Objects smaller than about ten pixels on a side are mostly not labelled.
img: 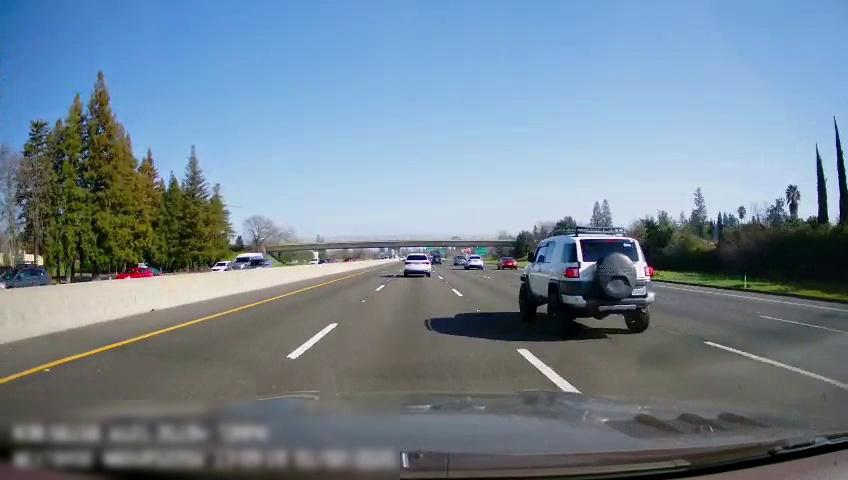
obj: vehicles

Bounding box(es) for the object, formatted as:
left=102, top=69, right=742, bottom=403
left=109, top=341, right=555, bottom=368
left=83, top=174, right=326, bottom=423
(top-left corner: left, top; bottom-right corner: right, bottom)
left=464, top=254, right=484, bottom=270
left=403, top=253, right=432, bottom=279
left=454, top=256, right=467, bottom=268
left=243, top=259, right=274, bottom=270
left=495, top=256, right=519, bottom=271
left=232, top=252, right=264, bottom=270
left=0, top=265, right=49, bottom=289
left=517, top=234, right=658, bottom=335
left=113, top=267, right=153, bottom=281
left=211, top=261, right=233, bottom=272
left=431, top=254, right=443, bottom=265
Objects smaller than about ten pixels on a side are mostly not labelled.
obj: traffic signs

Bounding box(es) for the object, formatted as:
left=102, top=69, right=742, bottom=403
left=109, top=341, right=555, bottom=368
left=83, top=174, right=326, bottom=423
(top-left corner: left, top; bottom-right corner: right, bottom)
left=472, top=248, right=488, bottom=256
